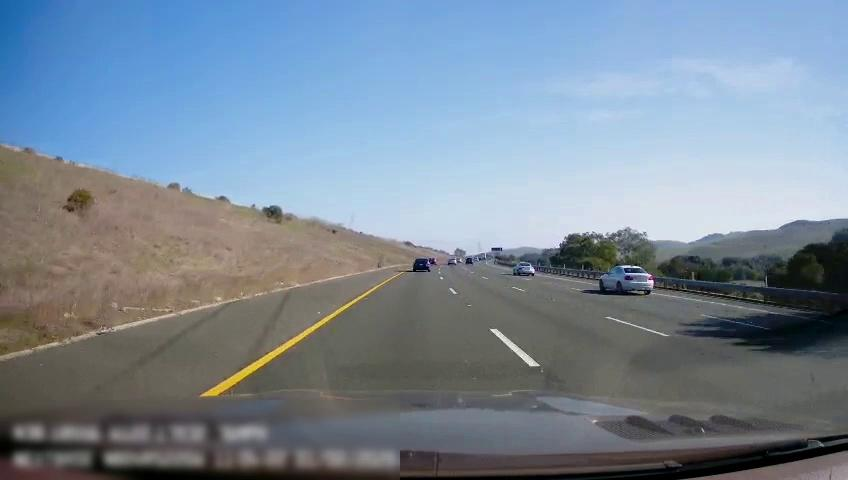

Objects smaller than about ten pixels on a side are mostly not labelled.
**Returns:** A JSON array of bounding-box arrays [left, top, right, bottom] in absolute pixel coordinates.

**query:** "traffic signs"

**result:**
[[491, 247, 503, 252]]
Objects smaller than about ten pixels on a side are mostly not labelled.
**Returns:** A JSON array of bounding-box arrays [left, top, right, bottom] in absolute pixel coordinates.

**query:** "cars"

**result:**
[[512, 261, 536, 276], [447, 257, 458, 266], [598, 265, 654, 296], [413, 258, 430, 272]]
